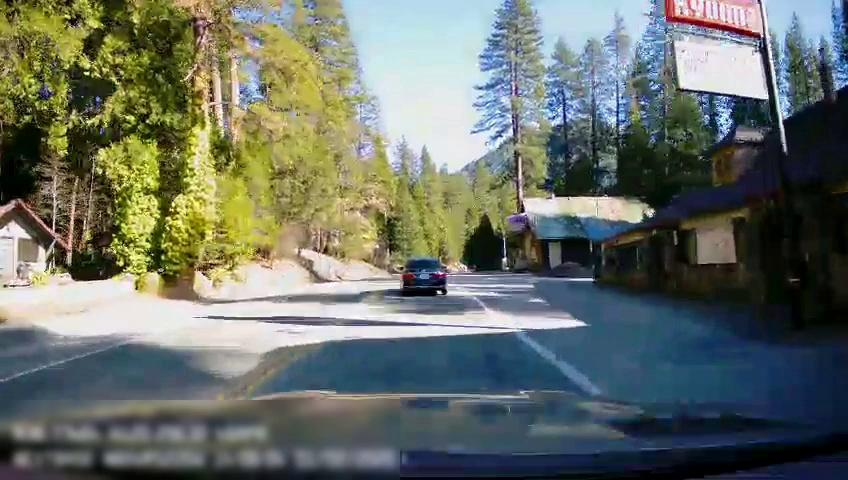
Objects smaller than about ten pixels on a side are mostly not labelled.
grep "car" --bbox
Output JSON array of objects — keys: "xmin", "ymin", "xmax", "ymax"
[{"xmin": 398, "ymin": 258, "xmax": 449, "ymax": 296}]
